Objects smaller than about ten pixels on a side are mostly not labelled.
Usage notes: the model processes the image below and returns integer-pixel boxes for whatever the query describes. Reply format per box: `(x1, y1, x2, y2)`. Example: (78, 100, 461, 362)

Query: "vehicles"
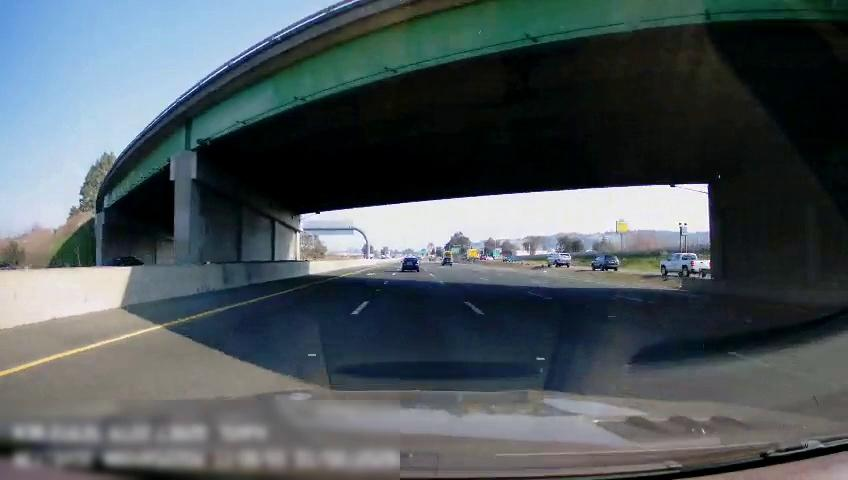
(109, 255, 145, 267)
(400, 256, 420, 272)
(659, 252, 712, 278)
(442, 257, 452, 266)
(592, 255, 621, 272)
(547, 252, 572, 267)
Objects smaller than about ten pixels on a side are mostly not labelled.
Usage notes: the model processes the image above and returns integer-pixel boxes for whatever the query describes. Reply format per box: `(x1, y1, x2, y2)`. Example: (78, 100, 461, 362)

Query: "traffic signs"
(303, 223, 354, 236)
